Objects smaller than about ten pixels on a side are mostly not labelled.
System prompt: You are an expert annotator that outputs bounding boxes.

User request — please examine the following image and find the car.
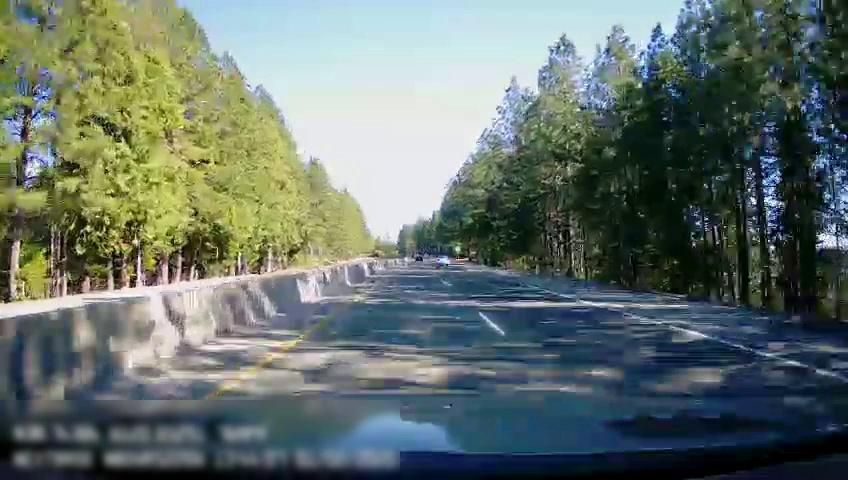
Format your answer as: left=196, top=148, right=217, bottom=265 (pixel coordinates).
left=434, top=255, right=450, bottom=267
